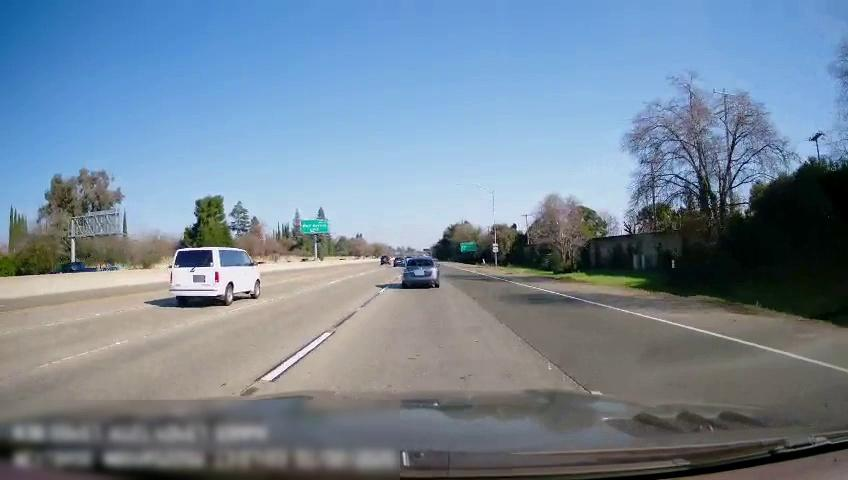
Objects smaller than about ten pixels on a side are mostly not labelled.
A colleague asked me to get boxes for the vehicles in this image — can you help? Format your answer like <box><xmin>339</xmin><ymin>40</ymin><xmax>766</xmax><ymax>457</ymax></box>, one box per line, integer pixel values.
<box><xmin>49</xmin><ymin>262</ymin><xmax>97</xmax><ymax>274</ymax></box>
<box><xmin>402</xmin><ymin>257</ymin><xmax>439</xmax><ymax>289</ymax></box>
<box><xmin>380</xmin><ymin>254</ymin><xmax>392</xmax><ymax>266</ymax></box>
<box><xmin>392</xmin><ymin>257</ymin><xmax>406</xmax><ymax>268</ymax></box>
<box><xmin>168</xmin><ymin>247</ymin><xmax>262</xmax><ymax>307</ymax></box>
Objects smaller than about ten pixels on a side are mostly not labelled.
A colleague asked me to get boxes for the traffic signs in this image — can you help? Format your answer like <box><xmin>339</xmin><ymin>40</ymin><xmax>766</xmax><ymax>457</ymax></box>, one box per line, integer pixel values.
<box><xmin>459</xmin><ymin>242</ymin><xmax>478</xmax><ymax>252</ymax></box>
<box><xmin>299</xmin><ymin>219</ymin><xmax>329</xmax><ymax>235</ymax></box>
